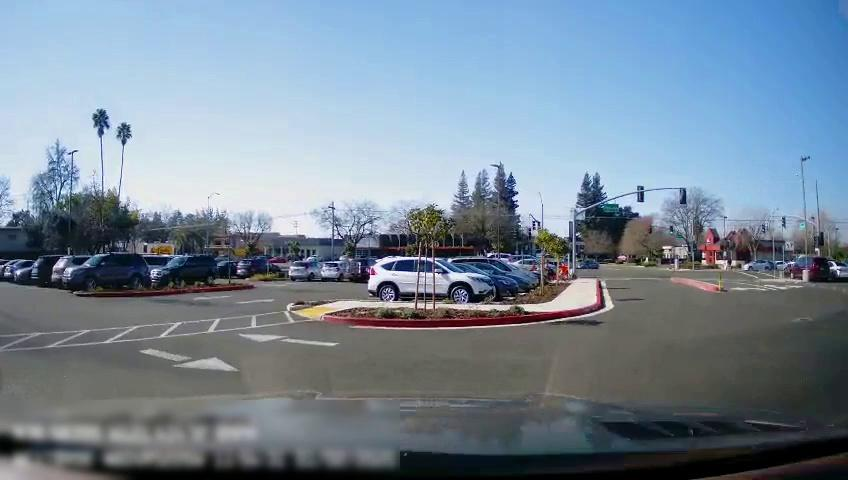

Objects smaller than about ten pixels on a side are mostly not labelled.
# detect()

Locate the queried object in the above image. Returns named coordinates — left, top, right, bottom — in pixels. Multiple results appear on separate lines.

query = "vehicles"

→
left=51, top=255, right=94, bottom=286
left=354, top=257, right=378, bottom=276
left=445, top=257, right=538, bottom=289
left=0, top=259, right=21, bottom=277
left=3, top=259, right=37, bottom=280
left=768, top=260, right=792, bottom=271
left=828, top=260, right=848, bottom=281
left=486, top=253, right=519, bottom=263
left=289, top=261, right=321, bottom=282
left=235, top=257, right=275, bottom=279
left=742, top=259, right=772, bottom=270
left=14, top=264, right=33, bottom=282
left=215, top=260, right=240, bottom=277
left=150, top=256, right=217, bottom=287
left=787, top=255, right=832, bottom=281
left=30, top=255, right=65, bottom=283
left=319, top=260, right=346, bottom=282
left=466, top=262, right=532, bottom=291
left=508, top=259, right=554, bottom=274
left=366, top=256, right=497, bottom=304
left=142, top=255, right=178, bottom=270
left=63, top=252, right=152, bottom=292
left=453, top=262, right=519, bottom=298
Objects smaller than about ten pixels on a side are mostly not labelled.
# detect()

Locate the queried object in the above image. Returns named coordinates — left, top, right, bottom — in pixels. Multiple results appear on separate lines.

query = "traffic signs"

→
left=603, top=203, right=620, bottom=212
left=799, top=222, right=810, bottom=232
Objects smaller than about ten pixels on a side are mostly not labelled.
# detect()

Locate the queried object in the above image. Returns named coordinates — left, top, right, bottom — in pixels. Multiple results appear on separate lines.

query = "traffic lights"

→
left=781, top=216, right=786, bottom=229
left=680, top=187, right=687, bottom=204
left=636, top=185, right=645, bottom=203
